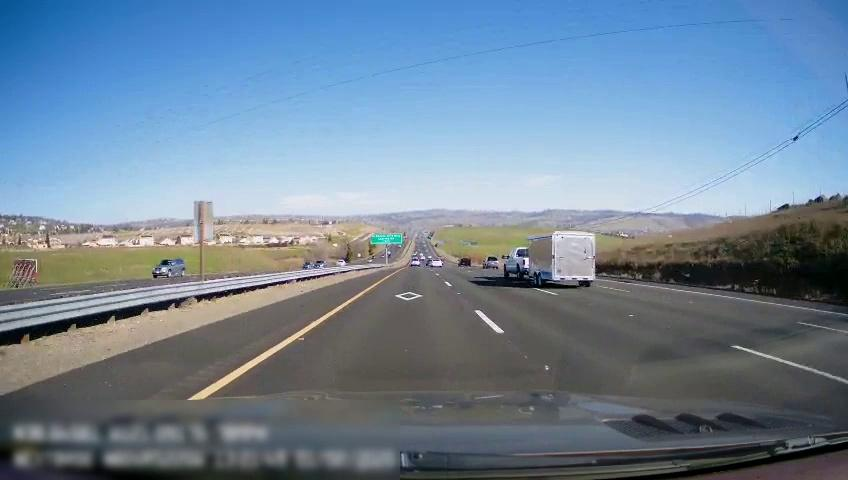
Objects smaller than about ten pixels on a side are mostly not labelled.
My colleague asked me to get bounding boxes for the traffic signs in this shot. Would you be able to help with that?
[370,232,403,245]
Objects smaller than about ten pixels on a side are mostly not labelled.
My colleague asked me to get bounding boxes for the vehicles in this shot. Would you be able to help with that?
[529,233,597,287]
[152,259,185,278]
[460,257,471,267]
[430,258,443,268]
[313,260,327,268]
[482,256,500,269]
[502,247,528,280]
